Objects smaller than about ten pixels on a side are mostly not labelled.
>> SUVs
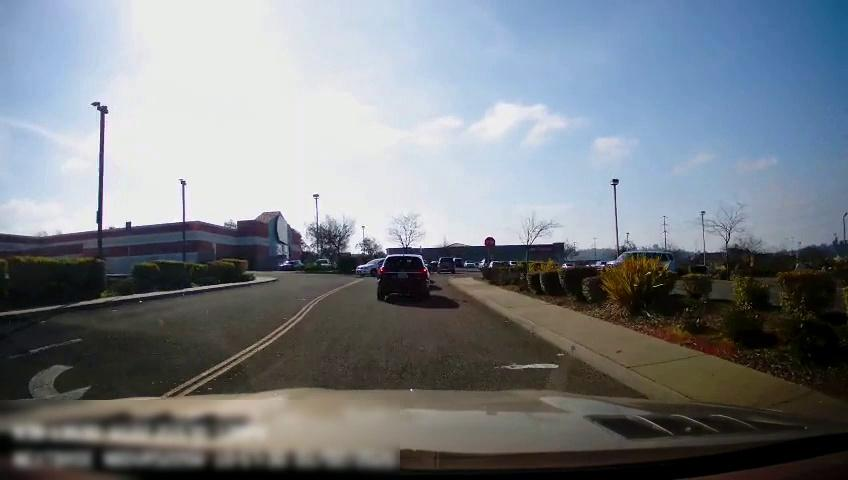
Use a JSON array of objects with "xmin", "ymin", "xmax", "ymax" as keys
[
  {"xmin": 377, "ymin": 253, "xmax": 431, "ymax": 301},
  {"xmin": 437, "ymin": 256, "xmax": 457, "ymax": 274}
]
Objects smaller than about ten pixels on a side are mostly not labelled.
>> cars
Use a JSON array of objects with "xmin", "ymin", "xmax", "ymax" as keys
[
  {"xmin": 279, "ymin": 260, "xmax": 299, "ymax": 271},
  {"xmin": 354, "ymin": 257, "xmax": 385, "ymax": 277}
]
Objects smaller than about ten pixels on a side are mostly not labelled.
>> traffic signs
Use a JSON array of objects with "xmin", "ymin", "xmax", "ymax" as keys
[{"xmin": 483, "ymin": 236, "xmax": 496, "ymax": 250}]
